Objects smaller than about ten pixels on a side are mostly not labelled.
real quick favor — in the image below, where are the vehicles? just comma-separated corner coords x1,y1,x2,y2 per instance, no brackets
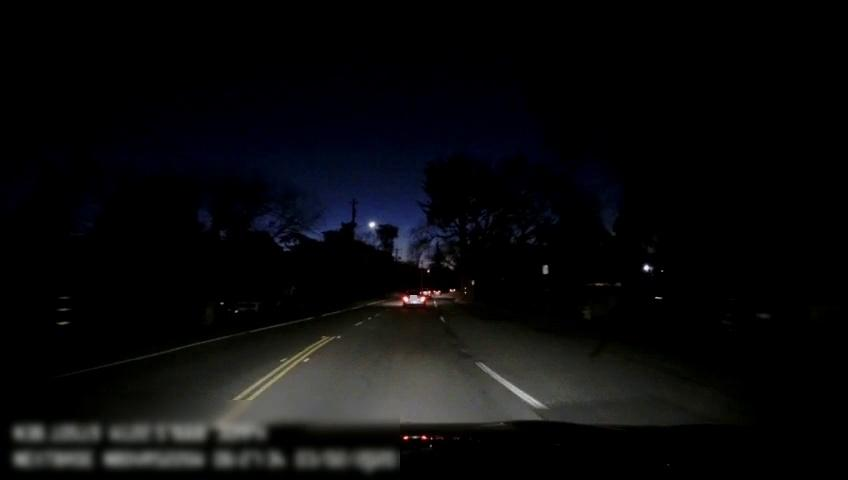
401,288,427,308
423,288,432,301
